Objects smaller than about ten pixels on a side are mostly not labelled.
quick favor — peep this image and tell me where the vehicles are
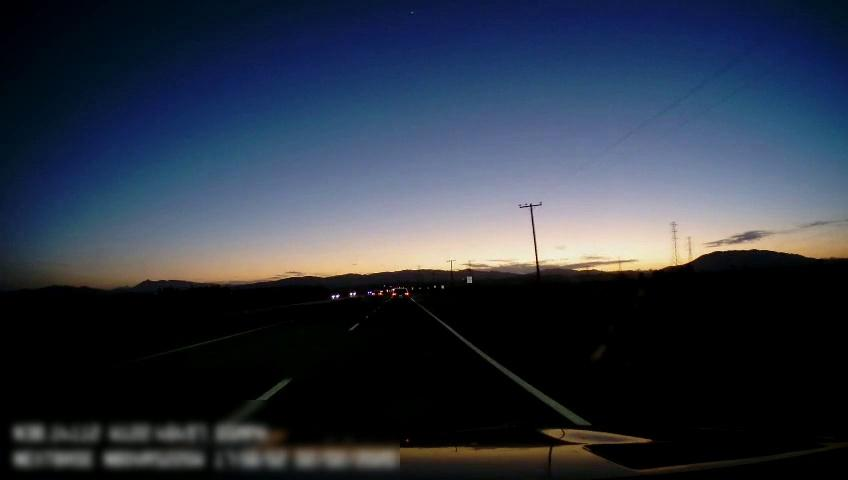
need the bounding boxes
[391,287,410,303]
[370,290,384,299]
